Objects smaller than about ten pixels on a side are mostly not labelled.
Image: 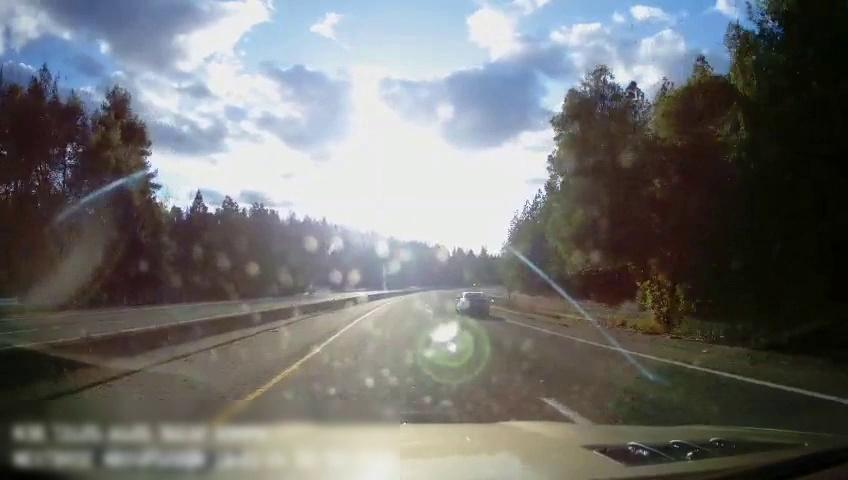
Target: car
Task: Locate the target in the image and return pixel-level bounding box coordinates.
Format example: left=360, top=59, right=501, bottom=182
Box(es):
left=456, top=291, right=490, bottom=318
